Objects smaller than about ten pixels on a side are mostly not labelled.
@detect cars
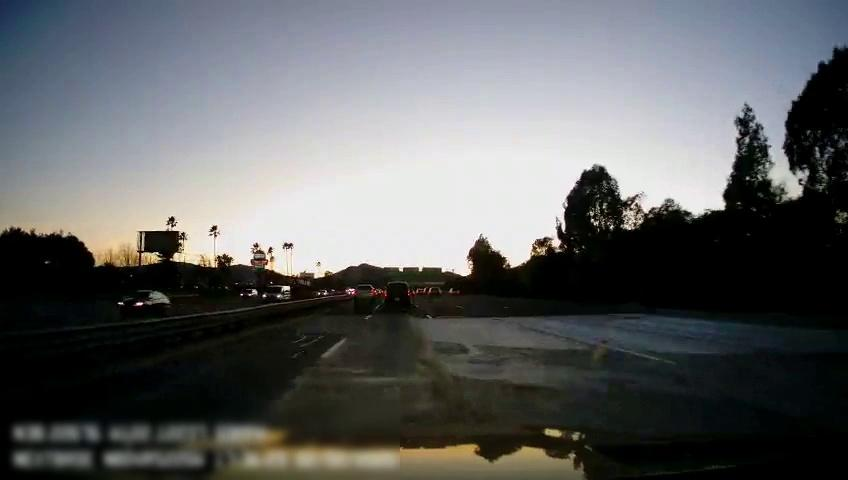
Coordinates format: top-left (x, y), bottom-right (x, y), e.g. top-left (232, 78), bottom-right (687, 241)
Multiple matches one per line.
top-left (239, 288), bottom-right (259, 298)
top-left (383, 280), bottom-right (411, 308)
top-left (117, 289), bottom-right (171, 316)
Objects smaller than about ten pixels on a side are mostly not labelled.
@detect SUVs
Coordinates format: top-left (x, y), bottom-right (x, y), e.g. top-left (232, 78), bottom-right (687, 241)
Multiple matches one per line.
top-left (262, 285), bottom-right (291, 303)
top-left (427, 286), bottom-right (442, 298)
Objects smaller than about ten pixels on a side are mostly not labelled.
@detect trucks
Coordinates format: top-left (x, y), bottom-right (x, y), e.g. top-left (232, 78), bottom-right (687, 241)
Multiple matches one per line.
top-left (353, 284), bottom-right (375, 303)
